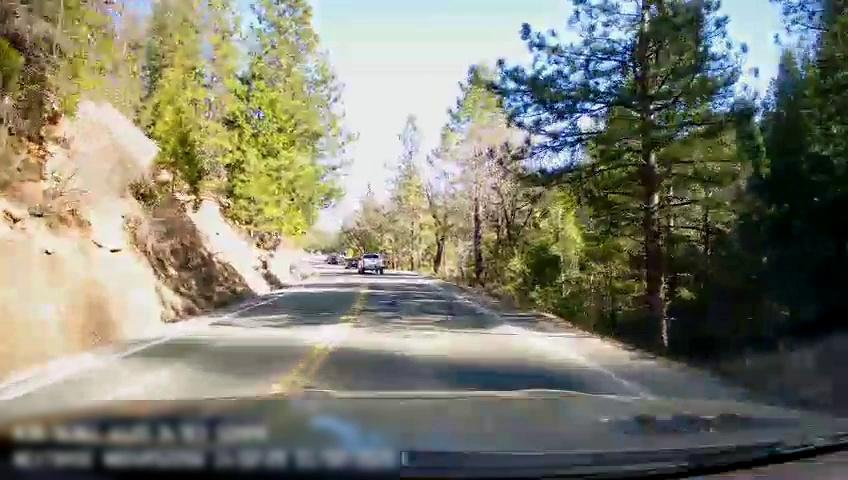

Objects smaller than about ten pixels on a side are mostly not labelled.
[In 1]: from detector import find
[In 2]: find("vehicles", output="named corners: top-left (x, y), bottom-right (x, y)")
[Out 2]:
top-left (347, 257), bottom-right (359, 268)
top-left (358, 252), bottom-right (384, 274)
